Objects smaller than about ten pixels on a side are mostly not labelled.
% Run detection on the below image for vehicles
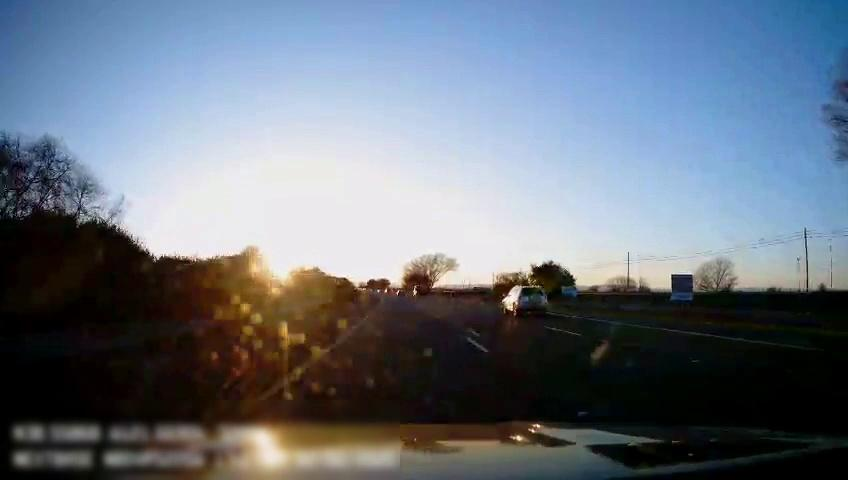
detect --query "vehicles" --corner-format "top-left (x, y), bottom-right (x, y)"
top-left (416, 286), bottom-right (430, 297)
top-left (500, 285), bottom-right (549, 318)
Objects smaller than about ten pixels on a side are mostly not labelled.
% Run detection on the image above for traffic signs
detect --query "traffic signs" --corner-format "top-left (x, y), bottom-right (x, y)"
top-left (671, 273), bottom-right (695, 302)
